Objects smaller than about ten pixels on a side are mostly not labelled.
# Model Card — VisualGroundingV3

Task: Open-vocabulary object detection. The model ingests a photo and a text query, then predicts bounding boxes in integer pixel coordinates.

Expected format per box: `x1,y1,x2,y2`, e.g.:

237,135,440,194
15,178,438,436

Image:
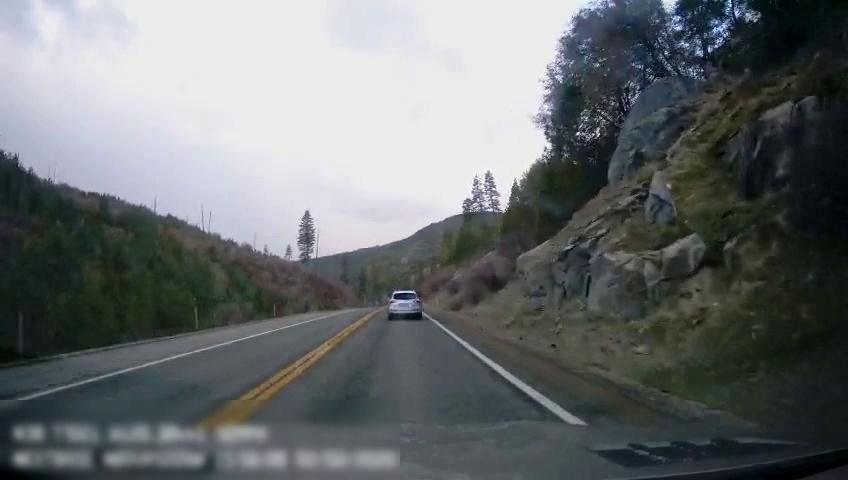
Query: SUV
387,290,423,321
